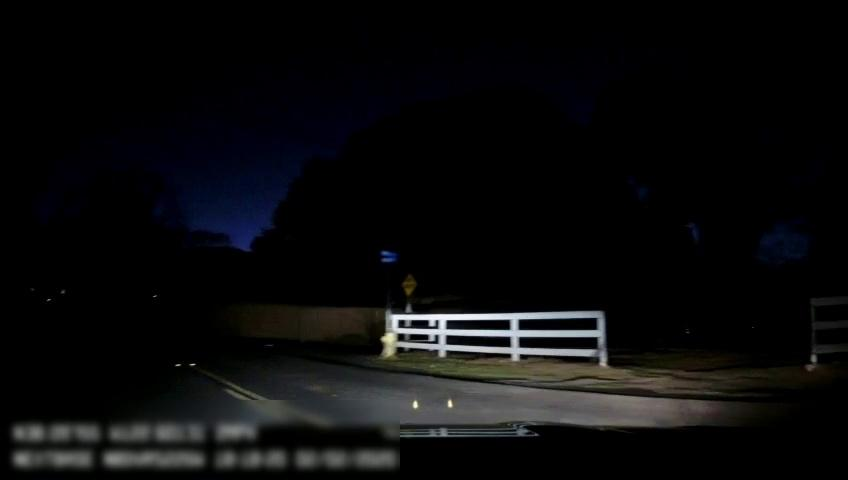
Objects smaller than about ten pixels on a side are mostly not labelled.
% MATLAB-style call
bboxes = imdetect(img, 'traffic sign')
[402,273,419,296]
